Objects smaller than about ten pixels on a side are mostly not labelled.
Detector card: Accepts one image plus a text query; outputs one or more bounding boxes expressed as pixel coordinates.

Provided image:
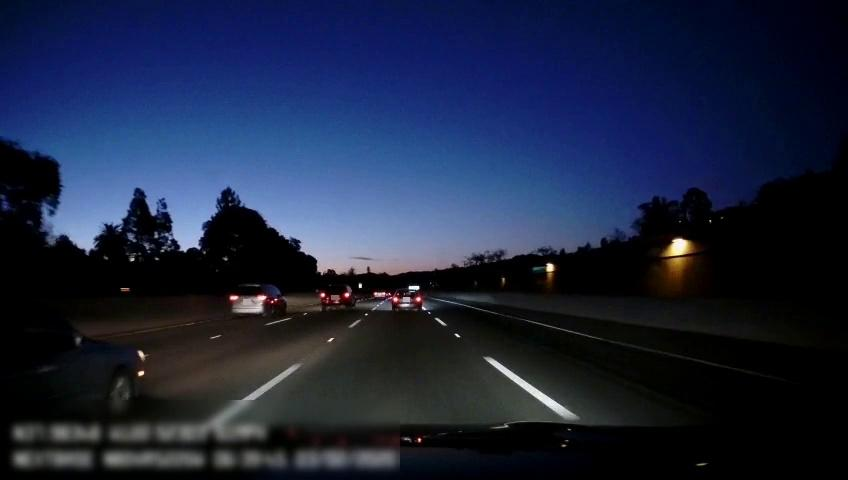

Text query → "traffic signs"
[408,285,420,291]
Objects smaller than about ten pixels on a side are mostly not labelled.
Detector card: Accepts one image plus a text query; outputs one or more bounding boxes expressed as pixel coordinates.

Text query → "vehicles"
[373,289,387,299]
[229,283,287,320]
[392,289,422,313]
[0,302,146,438]
[320,283,357,314]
